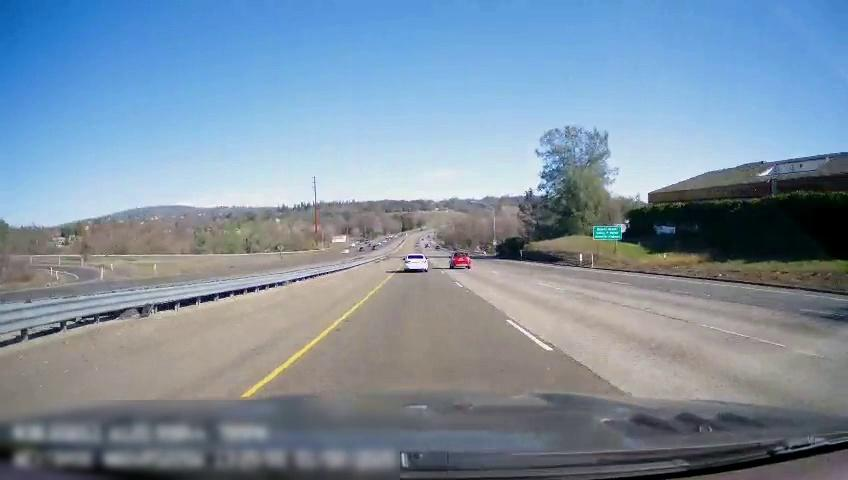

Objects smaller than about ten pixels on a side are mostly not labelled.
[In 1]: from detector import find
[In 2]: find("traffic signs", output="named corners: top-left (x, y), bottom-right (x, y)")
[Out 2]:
top-left (592, 225), bottom-right (622, 241)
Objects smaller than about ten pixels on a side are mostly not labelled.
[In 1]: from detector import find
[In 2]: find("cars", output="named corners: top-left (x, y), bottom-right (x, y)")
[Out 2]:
top-left (402, 254), bottom-right (429, 273)
top-left (449, 253), bottom-right (472, 270)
